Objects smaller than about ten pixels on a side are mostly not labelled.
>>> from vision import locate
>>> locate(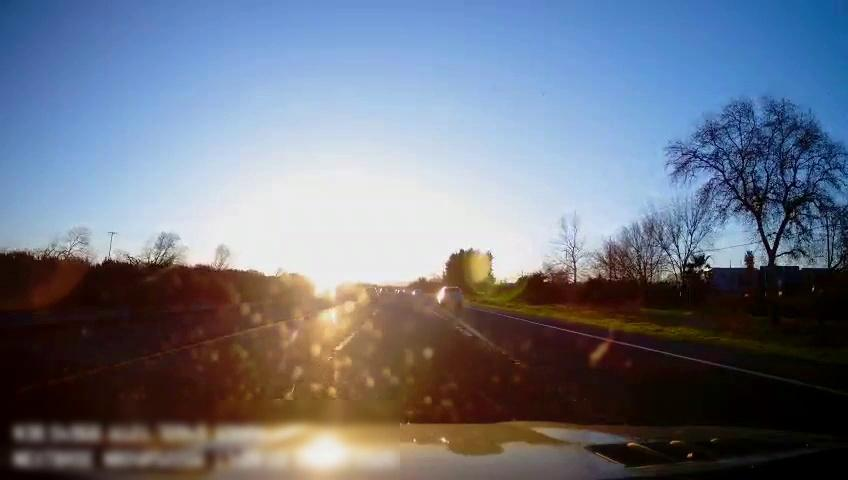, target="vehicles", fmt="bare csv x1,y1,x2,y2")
436,285,464,308
354,287,379,309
